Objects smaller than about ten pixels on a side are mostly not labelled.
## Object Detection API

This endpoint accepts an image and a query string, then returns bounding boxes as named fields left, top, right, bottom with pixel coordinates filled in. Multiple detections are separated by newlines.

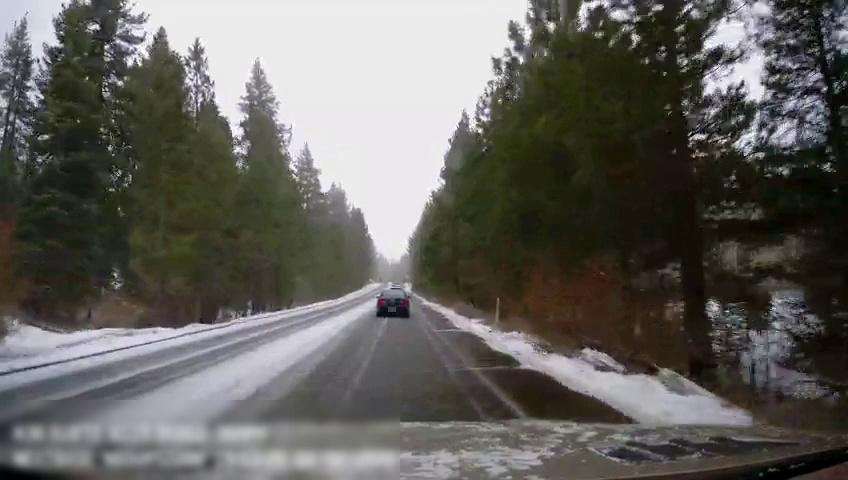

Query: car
left=375, top=289, right=411, bottom=318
